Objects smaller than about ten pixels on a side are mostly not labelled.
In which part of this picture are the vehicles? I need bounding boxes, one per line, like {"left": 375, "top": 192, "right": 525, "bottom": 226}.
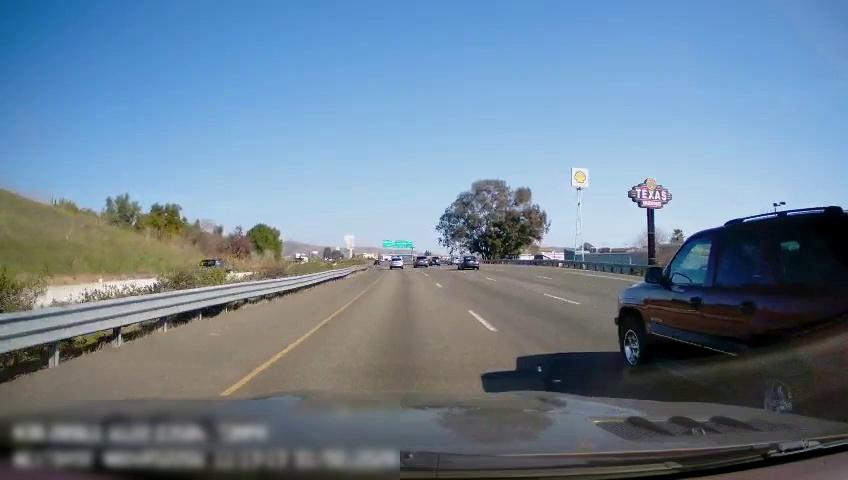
{"left": 389, "top": 257, "right": 404, "bottom": 270}
{"left": 429, "top": 257, "right": 440, "bottom": 266}
{"left": 413, "top": 256, "right": 428, "bottom": 268}
{"left": 615, "top": 211, "right": 848, "bottom": 423}
{"left": 458, "top": 255, "right": 481, "bottom": 270}
{"left": 295, "top": 253, "right": 309, "bottom": 263}
{"left": 448, "top": 256, "right": 459, "bottom": 266}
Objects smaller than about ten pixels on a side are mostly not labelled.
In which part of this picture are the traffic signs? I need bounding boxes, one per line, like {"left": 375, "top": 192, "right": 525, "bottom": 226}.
{"left": 395, "top": 240, "right": 415, "bottom": 250}
{"left": 383, "top": 240, "right": 395, "bottom": 249}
